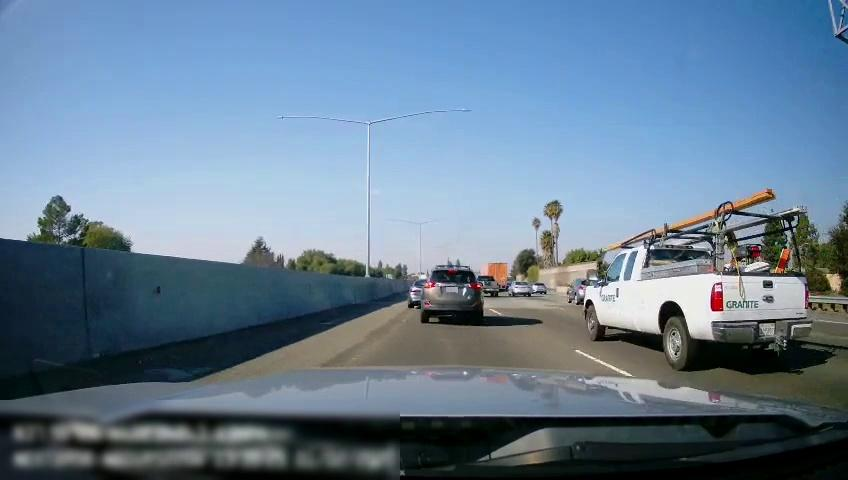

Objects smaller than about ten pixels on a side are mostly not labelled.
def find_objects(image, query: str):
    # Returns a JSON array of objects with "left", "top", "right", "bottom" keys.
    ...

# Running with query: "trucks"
[
  {"left": 472, "top": 275, "right": 500, "bottom": 297},
  {"left": 583, "top": 187, "right": 815, "bottom": 372},
  {"left": 479, "top": 262, "right": 508, "bottom": 292}
]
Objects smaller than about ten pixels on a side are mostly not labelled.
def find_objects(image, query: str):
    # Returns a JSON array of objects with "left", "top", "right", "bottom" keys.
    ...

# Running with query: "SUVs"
[
  {"left": 565, "top": 278, "right": 601, "bottom": 306},
  {"left": 419, "top": 264, "right": 484, "bottom": 324}
]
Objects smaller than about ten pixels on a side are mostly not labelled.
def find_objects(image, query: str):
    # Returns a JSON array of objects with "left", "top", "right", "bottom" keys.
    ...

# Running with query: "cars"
[
  {"left": 407, "top": 278, "right": 430, "bottom": 309},
  {"left": 528, "top": 282, "right": 547, "bottom": 295},
  {"left": 507, "top": 280, "right": 533, "bottom": 298}
]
